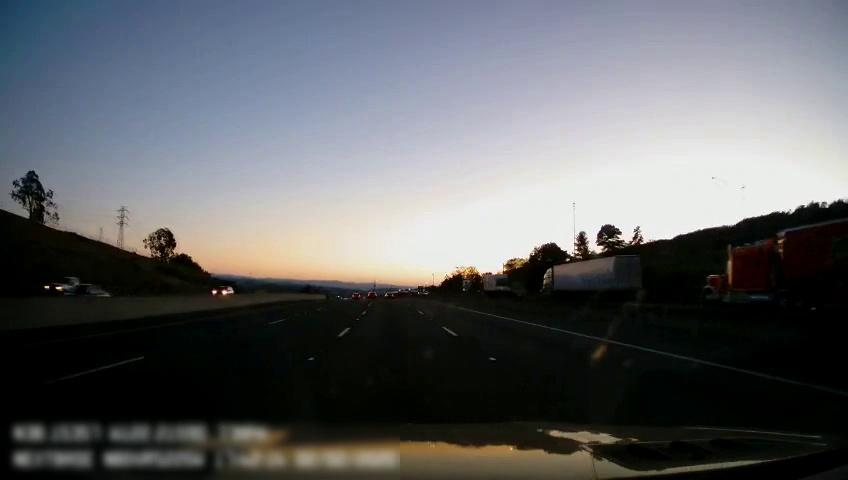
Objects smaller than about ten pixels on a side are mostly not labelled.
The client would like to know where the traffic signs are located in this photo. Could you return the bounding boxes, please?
[463,279,472,290]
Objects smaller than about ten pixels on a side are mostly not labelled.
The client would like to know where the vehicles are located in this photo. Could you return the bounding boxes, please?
[42,275,80,295]
[367,291,378,300]
[541,254,643,303]
[696,213,848,319]
[482,273,511,293]
[62,282,110,299]
[211,285,235,296]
